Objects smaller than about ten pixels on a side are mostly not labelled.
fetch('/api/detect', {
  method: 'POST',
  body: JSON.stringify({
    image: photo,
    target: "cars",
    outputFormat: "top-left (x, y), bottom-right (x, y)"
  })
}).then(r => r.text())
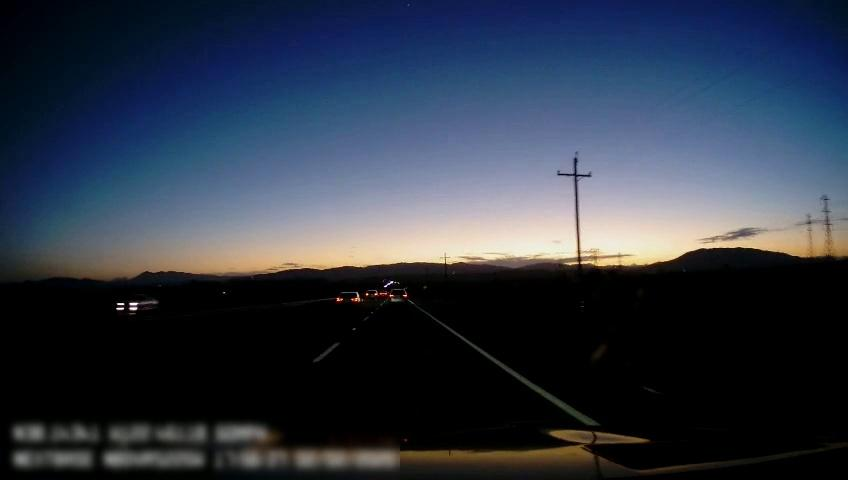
top-left (115, 293), bottom-right (160, 313)
top-left (335, 291), bottom-right (362, 309)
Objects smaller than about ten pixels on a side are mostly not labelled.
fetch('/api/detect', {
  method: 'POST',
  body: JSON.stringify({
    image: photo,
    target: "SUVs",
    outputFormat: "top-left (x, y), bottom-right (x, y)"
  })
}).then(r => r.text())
top-left (364, 289), bottom-right (380, 301)
top-left (389, 288), bottom-right (408, 306)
